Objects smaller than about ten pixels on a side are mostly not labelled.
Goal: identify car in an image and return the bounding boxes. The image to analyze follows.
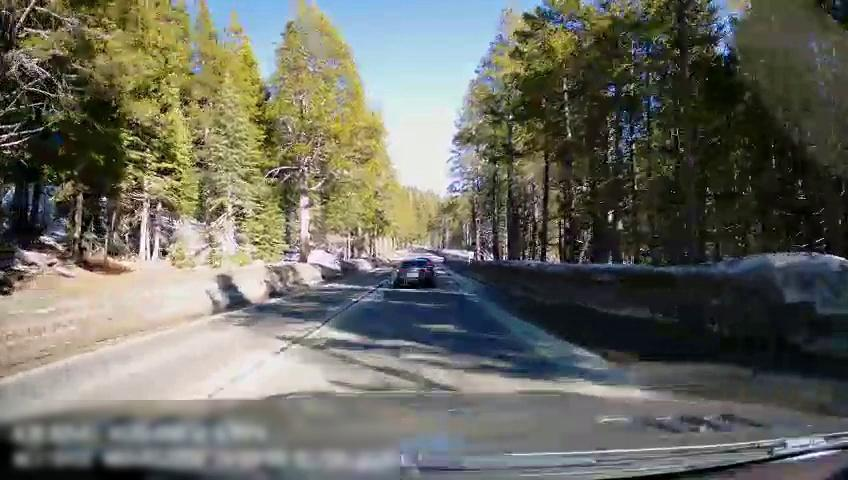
[394,258,437,289]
